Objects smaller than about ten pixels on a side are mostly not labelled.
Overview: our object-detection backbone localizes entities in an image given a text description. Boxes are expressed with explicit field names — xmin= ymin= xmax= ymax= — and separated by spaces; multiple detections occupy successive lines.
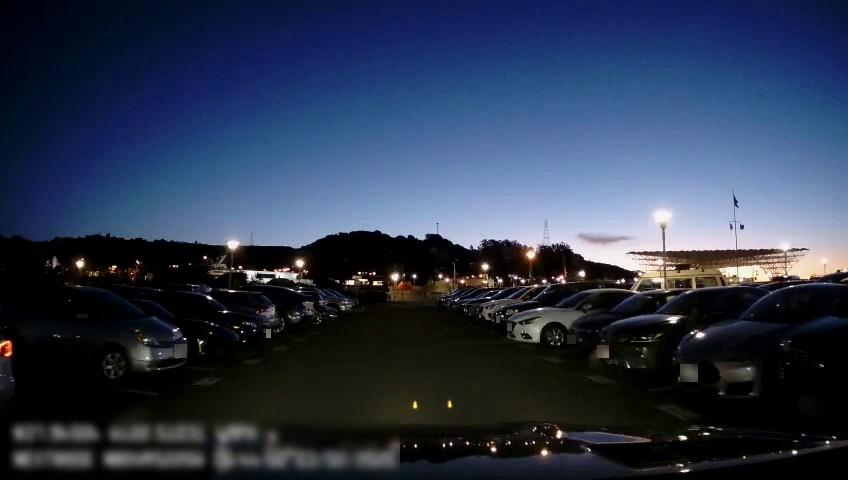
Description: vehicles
xmin=505 ymin=288 xmax=638 ymax=352
xmin=322 ymin=288 xmax=364 ymax=316
xmin=0 ymin=282 xmax=189 ymax=386
xmin=774 ymin=305 xmax=848 ymax=429
xmin=281 ymin=285 xmax=354 ymax=317
xmin=278 ymin=290 xmax=326 ymax=310
xmin=110 ymin=283 xmax=272 ymax=348
xmin=115 ymin=297 xmax=242 ymax=362
xmin=196 ymin=289 xmax=279 ymax=337
xmin=467 ymin=287 xmax=525 ymax=318
xmin=770 ymin=274 xmax=801 ymax=282
xmin=567 ymin=289 xmax=692 ymax=351
xmin=0 ymin=333 xmax=18 ymax=410
xmin=229 ymin=283 xmax=316 ymax=336
xmin=592 ymin=285 xmax=774 ymax=370
xmin=493 ymin=282 xmax=622 ymax=330
xmin=630 ymin=269 xmax=729 ymax=294
xmin=475 ymin=286 xmax=550 ymax=326
xmin=673 ymin=282 xmax=848 ymax=401
xmin=301 ymin=301 xmax=341 ymax=326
